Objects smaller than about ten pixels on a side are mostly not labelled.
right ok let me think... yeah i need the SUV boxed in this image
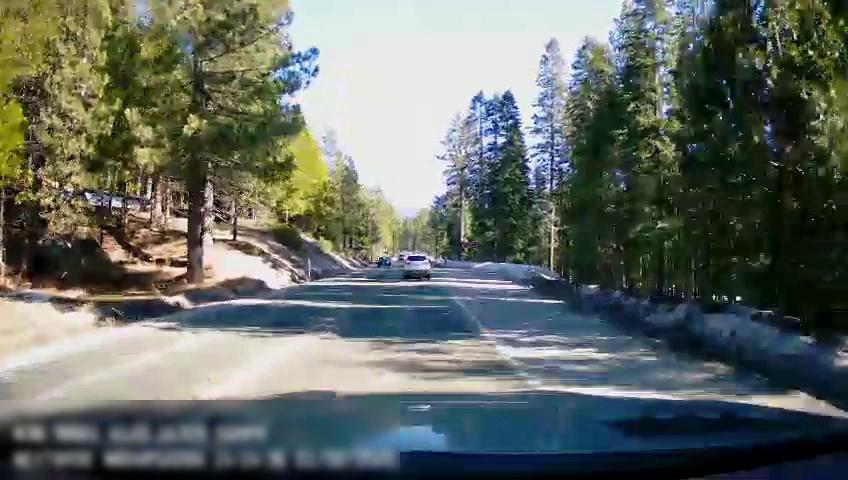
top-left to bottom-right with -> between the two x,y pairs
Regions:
403,254 -> 430,278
